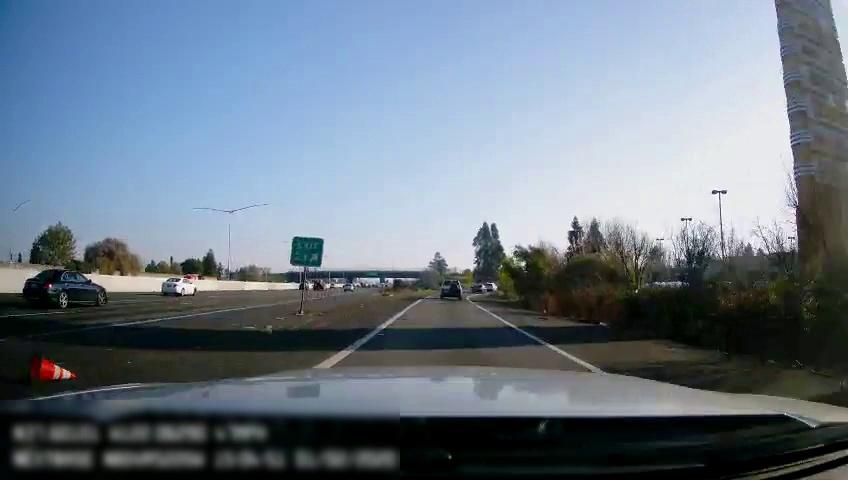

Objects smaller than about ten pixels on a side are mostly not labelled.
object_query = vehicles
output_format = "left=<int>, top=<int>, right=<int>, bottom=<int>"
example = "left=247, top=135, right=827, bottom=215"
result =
left=22, top=269, right=107, bottom=310
left=312, top=279, right=333, bottom=291
left=484, top=282, right=496, bottom=293
left=183, top=273, right=217, bottom=281
left=298, top=283, right=309, bottom=290
left=161, top=277, right=198, bottom=297
left=440, top=278, right=464, bottom=300
left=342, top=283, right=355, bottom=293
left=472, top=283, right=486, bottom=294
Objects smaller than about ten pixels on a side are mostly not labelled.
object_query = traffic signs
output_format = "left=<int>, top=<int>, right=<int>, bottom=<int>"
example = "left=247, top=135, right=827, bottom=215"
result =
left=289, top=236, right=324, bottom=266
